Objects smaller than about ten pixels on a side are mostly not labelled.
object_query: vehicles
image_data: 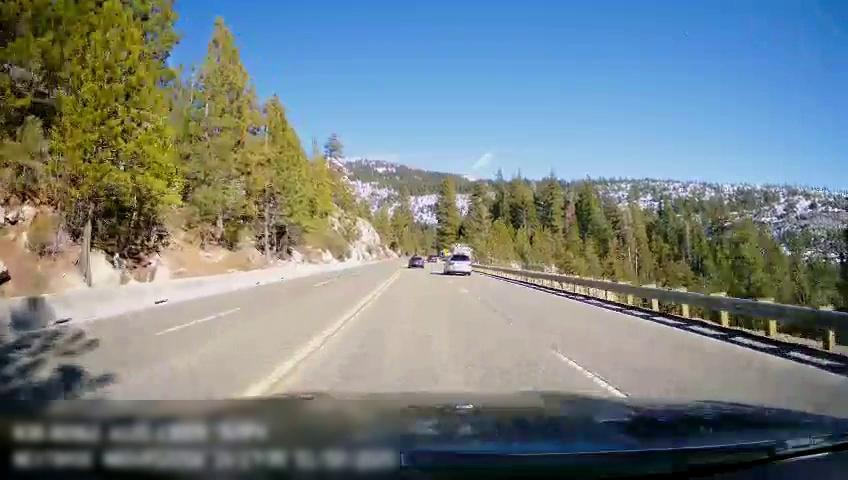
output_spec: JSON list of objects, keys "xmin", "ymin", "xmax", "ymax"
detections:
[
  {"xmin": 407, "ymin": 256, "xmax": 425, "ymax": 269},
  {"xmin": 426, "ymin": 255, "xmax": 437, "ymax": 263},
  {"xmin": 443, "ymin": 253, "xmax": 473, "ymax": 276}
]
